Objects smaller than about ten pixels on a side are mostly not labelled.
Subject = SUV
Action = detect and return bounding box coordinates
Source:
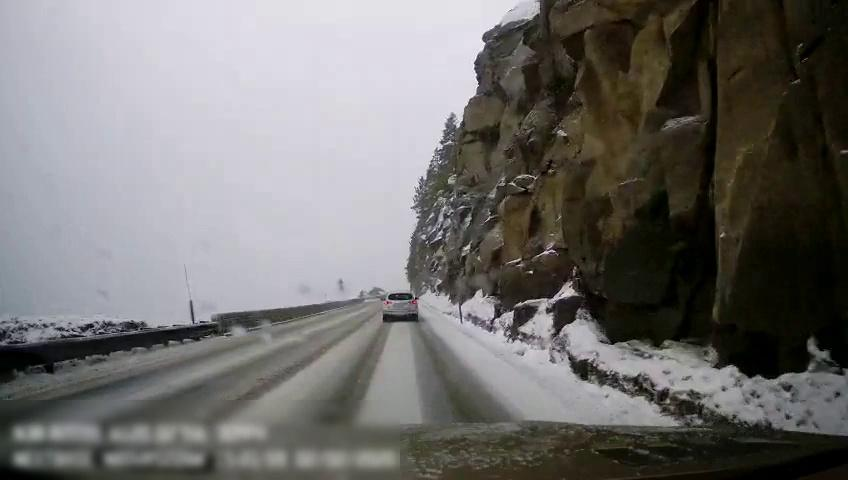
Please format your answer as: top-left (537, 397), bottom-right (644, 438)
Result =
top-left (379, 291), bottom-right (420, 322)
